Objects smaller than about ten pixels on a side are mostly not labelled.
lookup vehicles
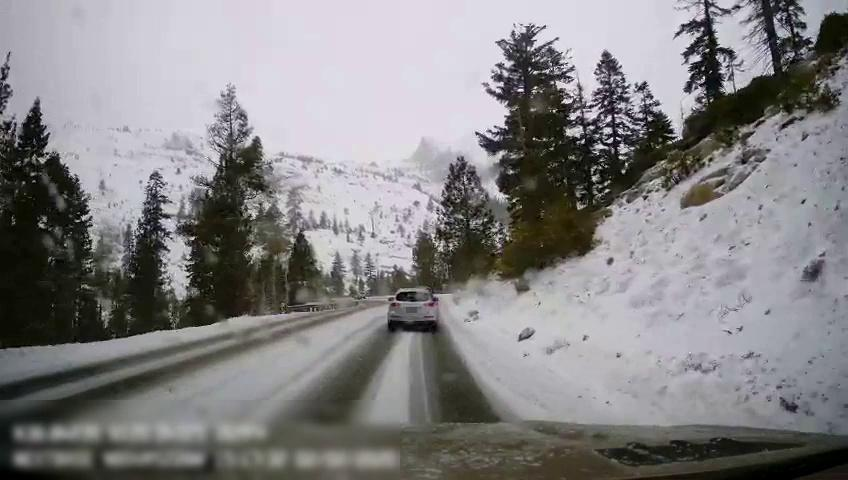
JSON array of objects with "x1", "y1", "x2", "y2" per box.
[
  {"x1": 416, "y1": 285, "x2": 434, "y2": 296},
  {"x1": 387, "y1": 287, "x2": 439, "y2": 331}
]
